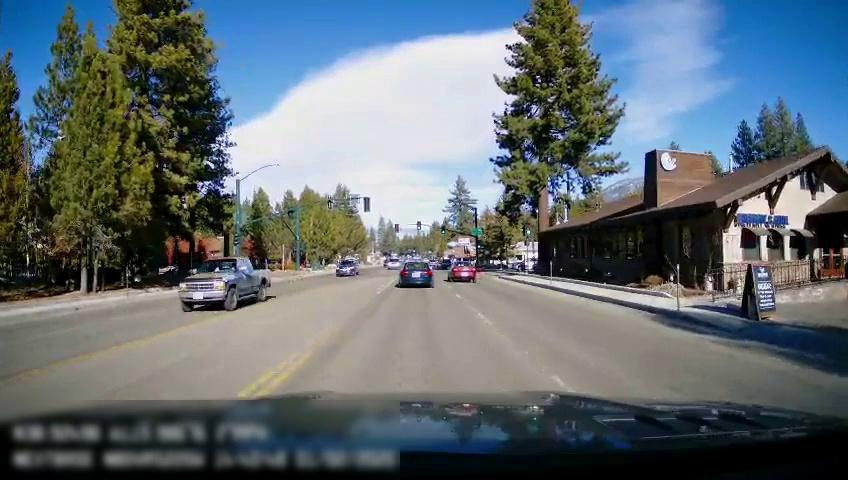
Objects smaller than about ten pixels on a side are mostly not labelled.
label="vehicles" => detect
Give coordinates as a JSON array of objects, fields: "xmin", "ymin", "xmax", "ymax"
[
  {"xmin": 512, "ymin": 258, "xmax": 538, "ymax": 272},
  {"xmin": 335, "ymin": 256, "xmax": 360, "ymax": 276},
  {"xmin": 177, "ymin": 257, "xmax": 271, "ymax": 312},
  {"xmin": 438, "ymin": 259, "xmax": 452, "ymax": 269},
  {"xmin": 386, "ymin": 257, "xmax": 403, "ymax": 270},
  {"xmin": 399, "ymin": 260, "xmax": 434, "ymax": 289},
  {"xmin": 448, "ymin": 258, "xmax": 478, "ymax": 283}
]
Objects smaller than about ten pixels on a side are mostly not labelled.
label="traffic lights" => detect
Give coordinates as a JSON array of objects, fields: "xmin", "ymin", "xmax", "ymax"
[{"xmin": 363, "ymin": 197, "xmax": 372, "ymax": 213}]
